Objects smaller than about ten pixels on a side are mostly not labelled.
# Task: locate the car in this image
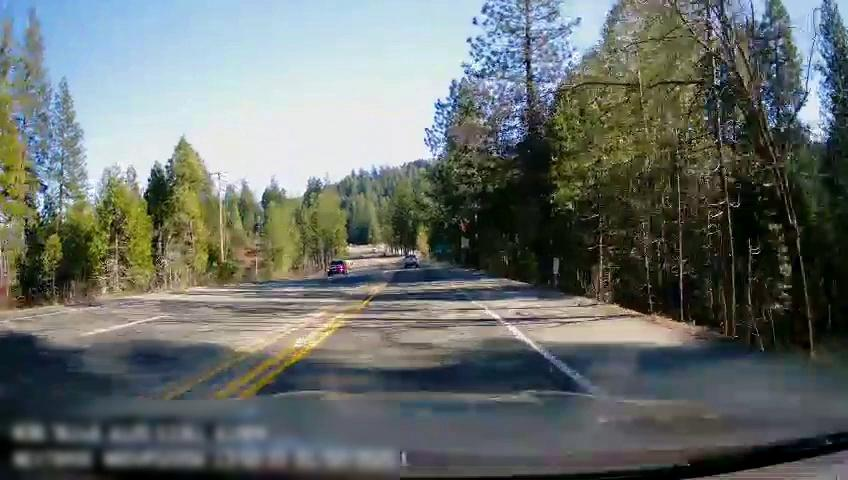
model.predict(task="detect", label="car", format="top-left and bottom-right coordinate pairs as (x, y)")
top-left (327, 259), bottom-right (347, 277)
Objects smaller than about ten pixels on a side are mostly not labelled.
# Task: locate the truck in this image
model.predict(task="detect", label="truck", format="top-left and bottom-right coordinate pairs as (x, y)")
top-left (402, 251), bottom-right (420, 268)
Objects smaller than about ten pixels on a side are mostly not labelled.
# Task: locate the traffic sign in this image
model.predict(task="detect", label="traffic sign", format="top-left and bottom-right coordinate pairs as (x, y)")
top-left (461, 238), bottom-right (470, 249)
